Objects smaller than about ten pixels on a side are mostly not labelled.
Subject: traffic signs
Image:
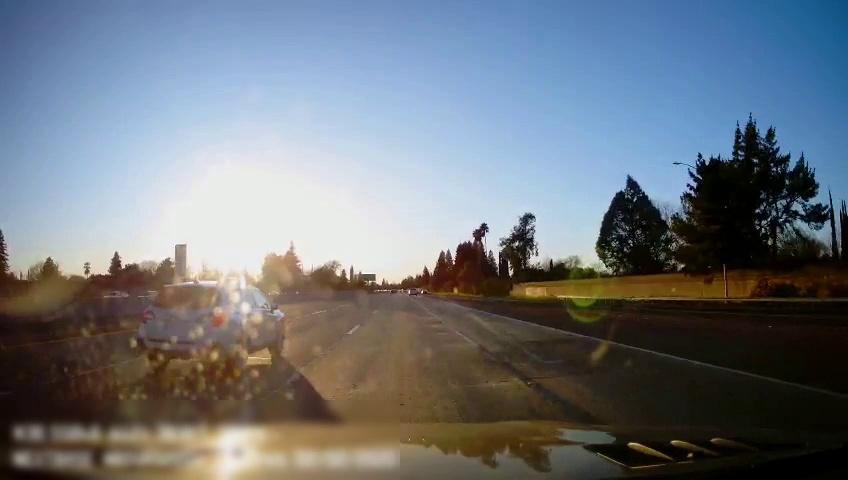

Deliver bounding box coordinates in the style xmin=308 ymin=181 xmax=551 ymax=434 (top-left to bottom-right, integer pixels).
xmin=360 ymin=274 xmax=376 ymax=282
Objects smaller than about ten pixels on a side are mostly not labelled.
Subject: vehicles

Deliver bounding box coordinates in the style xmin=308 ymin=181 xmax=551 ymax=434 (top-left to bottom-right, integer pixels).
xmin=407 ymin=287 xmax=419 ymax=297
xmin=102 ymin=290 xmax=129 ymax=297
xmin=136 ymin=290 xmax=159 ymax=298
xmin=137 ymin=280 xmax=287 ymax=377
